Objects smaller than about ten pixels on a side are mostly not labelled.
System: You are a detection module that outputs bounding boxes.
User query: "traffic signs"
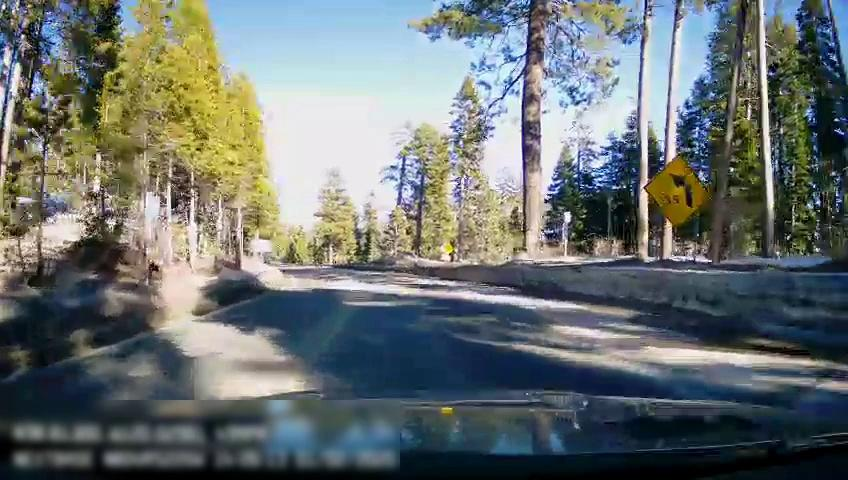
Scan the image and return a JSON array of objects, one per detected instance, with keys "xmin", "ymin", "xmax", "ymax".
[
  {"xmin": 442, "ymin": 241, "xmax": 454, "ymax": 256},
  {"xmin": 641, "ymin": 156, "xmax": 708, "ymax": 225}
]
